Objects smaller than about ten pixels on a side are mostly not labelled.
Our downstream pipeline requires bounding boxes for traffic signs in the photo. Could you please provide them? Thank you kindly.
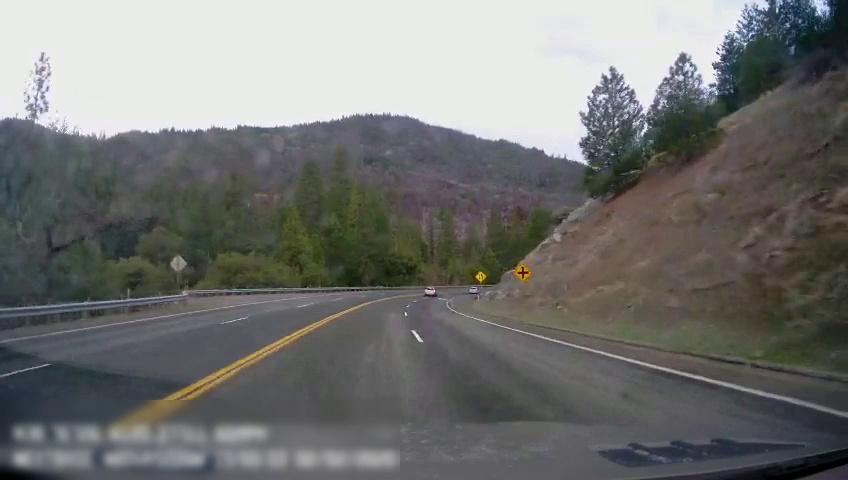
[474,270,487,284]
[513,263,532,282]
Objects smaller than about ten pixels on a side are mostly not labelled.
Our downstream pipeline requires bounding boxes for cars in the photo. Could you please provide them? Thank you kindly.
[468,286,480,295]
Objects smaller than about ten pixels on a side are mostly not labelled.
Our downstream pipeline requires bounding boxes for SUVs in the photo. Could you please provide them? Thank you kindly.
[424,286,439,297]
